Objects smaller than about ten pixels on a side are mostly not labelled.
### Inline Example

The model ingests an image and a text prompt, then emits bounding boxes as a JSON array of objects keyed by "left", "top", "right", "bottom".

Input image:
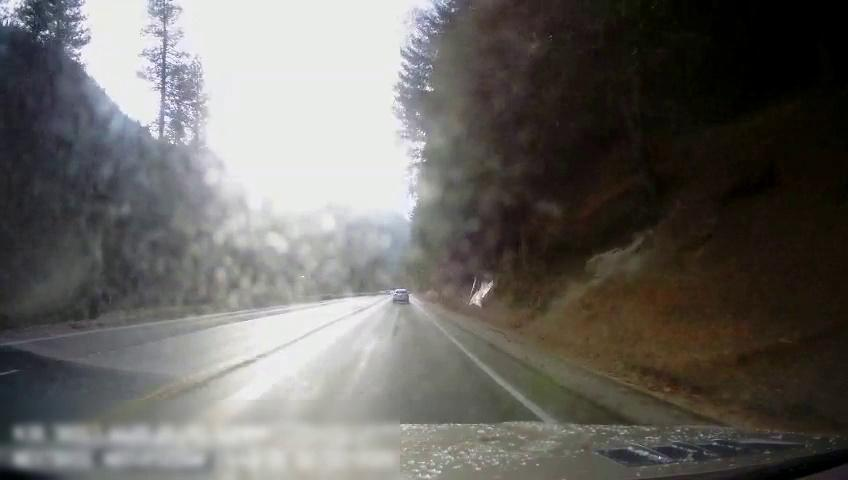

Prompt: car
[{"left": 392, "top": 288, "right": 409, "bottom": 304}]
